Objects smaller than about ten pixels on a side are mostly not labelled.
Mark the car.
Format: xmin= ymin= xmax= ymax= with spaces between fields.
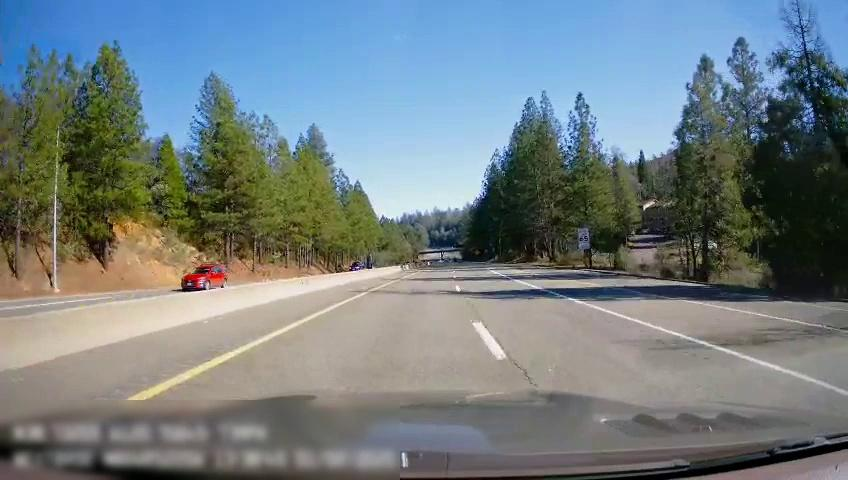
xmin=180 ymin=264 xmax=231 ymax=292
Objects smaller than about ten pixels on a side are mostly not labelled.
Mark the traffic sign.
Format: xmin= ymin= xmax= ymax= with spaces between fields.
xmin=577 ymin=229 xmax=590 ymax=248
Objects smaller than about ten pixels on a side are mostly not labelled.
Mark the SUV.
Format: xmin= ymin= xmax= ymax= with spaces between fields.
xmin=348 ymin=262 xmax=364 ymax=273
